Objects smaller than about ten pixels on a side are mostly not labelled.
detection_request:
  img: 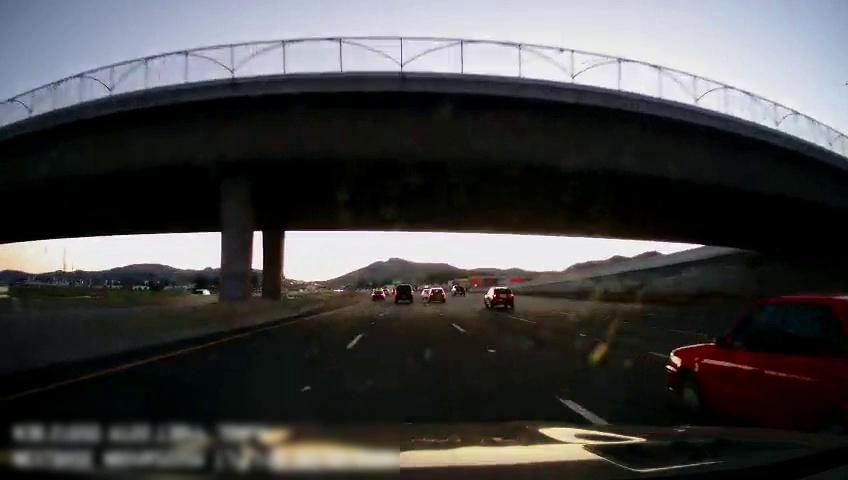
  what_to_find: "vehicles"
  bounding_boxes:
[421,286,431,301]
[394,283,414,304]
[427,285,447,303]
[191,288,210,296]
[483,286,515,310]
[451,284,466,296]
[666,295,848,436]
[371,289,386,302]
